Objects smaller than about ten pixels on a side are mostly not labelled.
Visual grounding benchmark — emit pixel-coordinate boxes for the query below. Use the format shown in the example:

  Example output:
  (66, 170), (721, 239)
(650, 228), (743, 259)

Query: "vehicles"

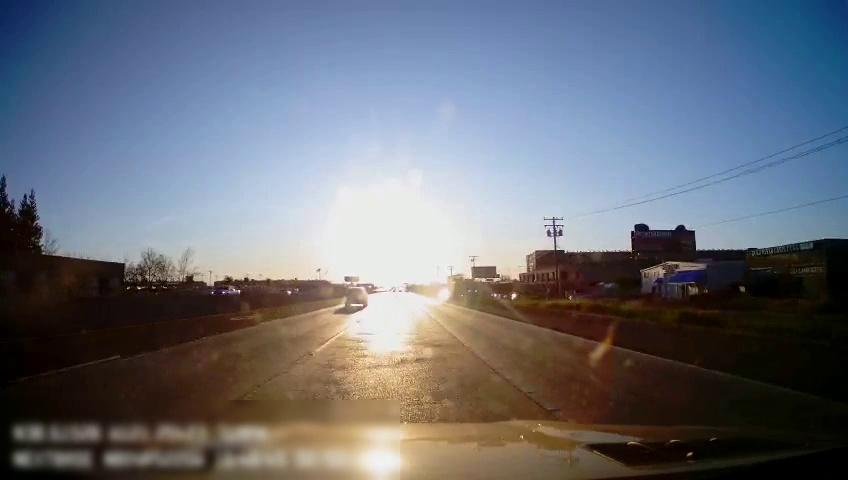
(344, 287), (368, 308)
(510, 294), (521, 301)
(211, 285), (241, 296)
